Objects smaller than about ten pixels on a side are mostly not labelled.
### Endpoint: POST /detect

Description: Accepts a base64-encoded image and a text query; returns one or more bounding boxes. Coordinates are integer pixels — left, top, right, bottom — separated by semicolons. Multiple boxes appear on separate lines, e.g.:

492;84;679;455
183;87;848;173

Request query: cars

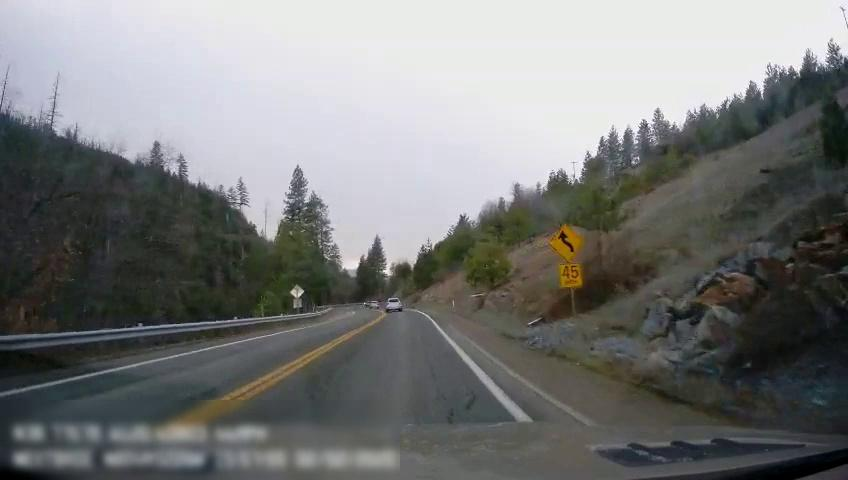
385;297;402;313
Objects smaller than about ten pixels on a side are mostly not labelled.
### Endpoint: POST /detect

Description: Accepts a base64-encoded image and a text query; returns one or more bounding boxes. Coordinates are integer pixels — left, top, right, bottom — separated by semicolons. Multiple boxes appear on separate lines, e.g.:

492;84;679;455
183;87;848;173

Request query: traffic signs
559;263;583;287
547;223;586;262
